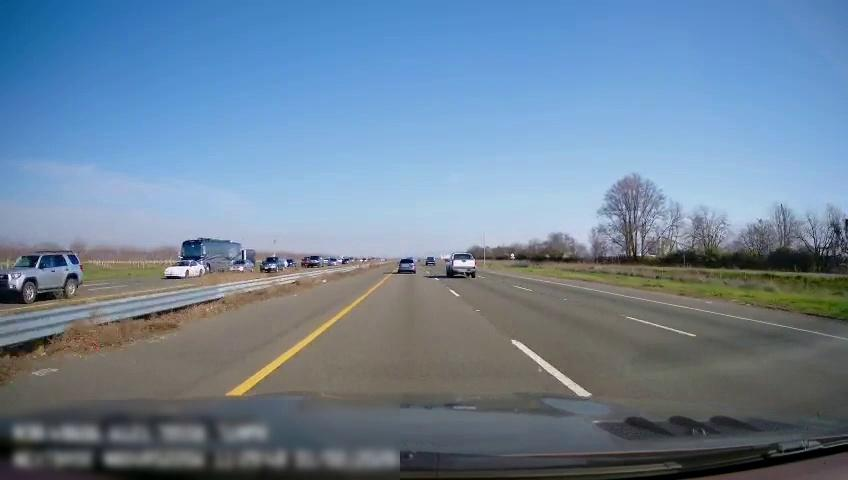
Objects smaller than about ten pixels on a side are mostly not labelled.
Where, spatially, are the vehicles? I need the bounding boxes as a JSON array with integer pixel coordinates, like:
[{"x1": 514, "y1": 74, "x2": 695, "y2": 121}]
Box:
[
  {"x1": 327, "y1": 258, "x2": 340, "y2": 267},
  {"x1": 285, "y1": 258, "x2": 296, "y2": 268},
  {"x1": 0, "y1": 251, "x2": 85, "y2": 305},
  {"x1": 229, "y1": 259, "x2": 256, "y2": 274},
  {"x1": 164, "y1": 260, "x2": 206, "y2": 279},
  {"x1": 259, "y1": 257, "x2": 286, "y2": 273},
  {"x1": 444, "y1": 253, "x2": 476, "y2": 279},
  {"x1": 307, "y1": 255, "x2": 325, "y2": 269},
  {"x1": 180, "y1": 239, "x2": 256, "y2": 273},
  {"x1": 397, "y1": 258, "x2": 417, "y2": 274},
  {"x1": 301, "y1": 257, "x2": 310, "y2": 269}
]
